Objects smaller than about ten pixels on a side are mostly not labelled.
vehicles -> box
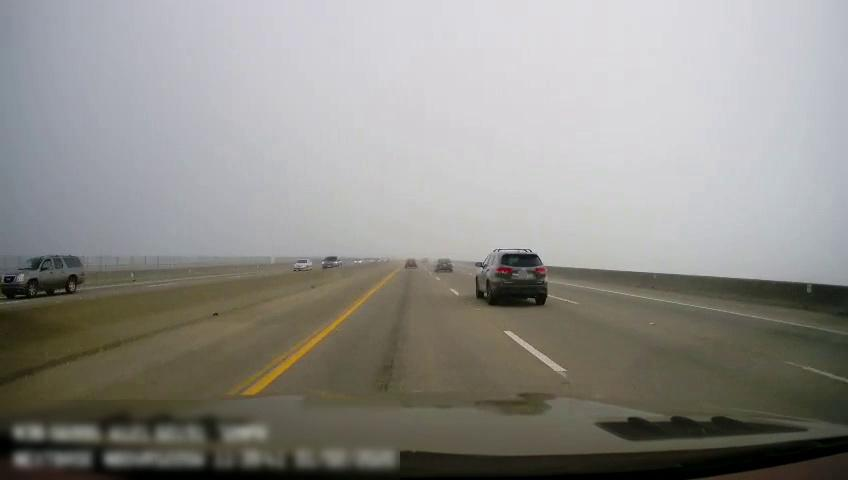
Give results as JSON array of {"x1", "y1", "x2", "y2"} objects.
[
  {"x1": 320, "y1": 256, "x2": 345, "y2": 271},
  {"x1": 0, "y1": 253, "x2": 87, "y2": 300},
  {"x1": 474, "y1": 247, "x2": 548, "y2": 307},
  {"x1": 404, "y1": 258, "x2": 418, "y2": 269},
  {"x1": 353, "y1": 258, "x2": 366, "y2": 265},
  {"x1": 292, "y1": 258, "x2": 314, "y2": 272},
  {"x1": 433, "y1": 258, "x2": 453, "y2": 273}
]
